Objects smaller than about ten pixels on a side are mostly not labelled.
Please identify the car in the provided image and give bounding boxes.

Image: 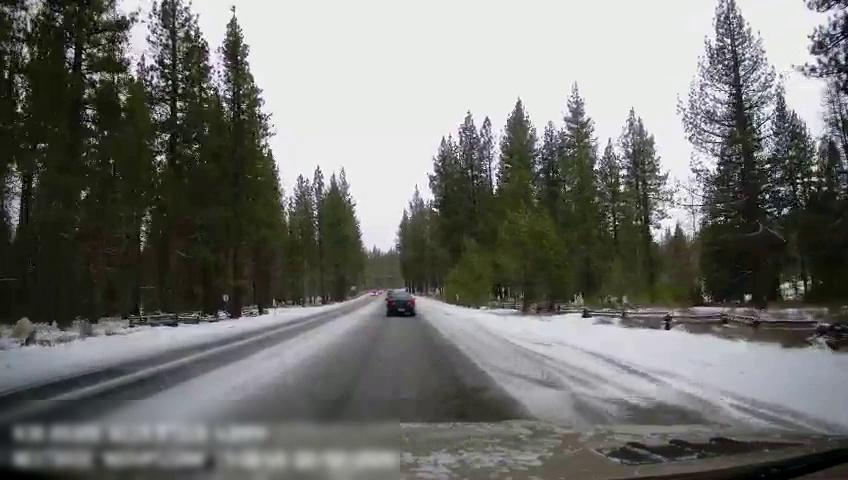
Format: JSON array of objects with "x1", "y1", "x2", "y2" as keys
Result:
[{"x1": 385, "y1": 290, "x2": 416, "y2": 317}]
